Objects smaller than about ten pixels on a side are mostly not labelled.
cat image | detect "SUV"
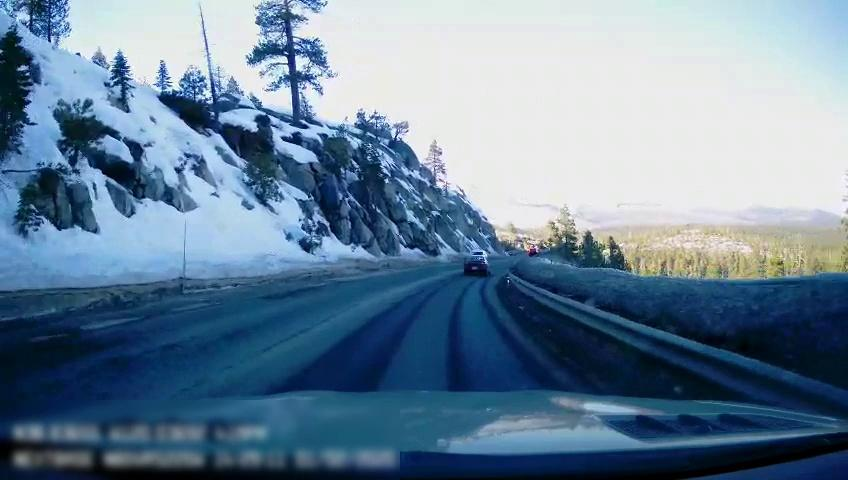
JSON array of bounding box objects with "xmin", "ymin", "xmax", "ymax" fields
[{"xmin": 471, "ymin": 249, "xmax": 484, "ymax": 259}]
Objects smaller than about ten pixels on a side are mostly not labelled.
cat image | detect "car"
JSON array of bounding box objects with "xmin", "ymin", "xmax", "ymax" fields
[{"xmin": 463, "ymin": 255, "xmax": 489, "ymax": 275}]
